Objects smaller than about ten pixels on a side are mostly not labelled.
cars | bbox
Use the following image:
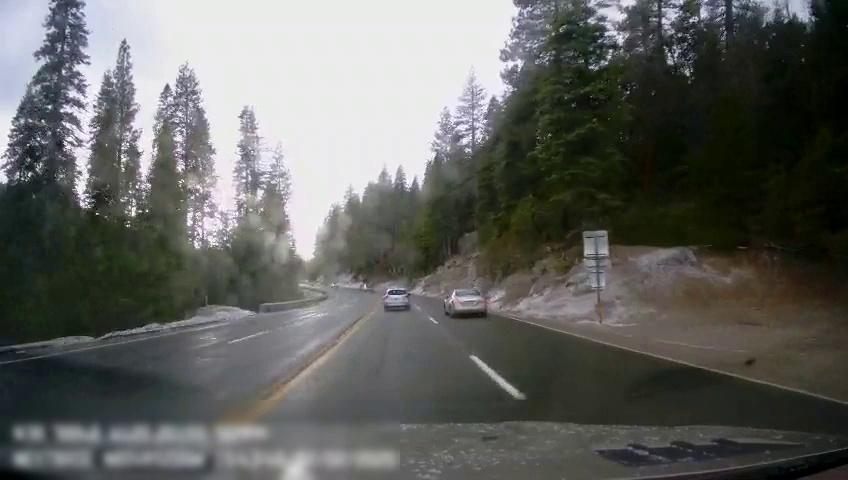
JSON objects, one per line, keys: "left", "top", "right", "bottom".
{"left": 444, "top": 289, "right": 487, "bottom": 319}
{"left": 383, "top": 287, "right": 410, "bottom": 310}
